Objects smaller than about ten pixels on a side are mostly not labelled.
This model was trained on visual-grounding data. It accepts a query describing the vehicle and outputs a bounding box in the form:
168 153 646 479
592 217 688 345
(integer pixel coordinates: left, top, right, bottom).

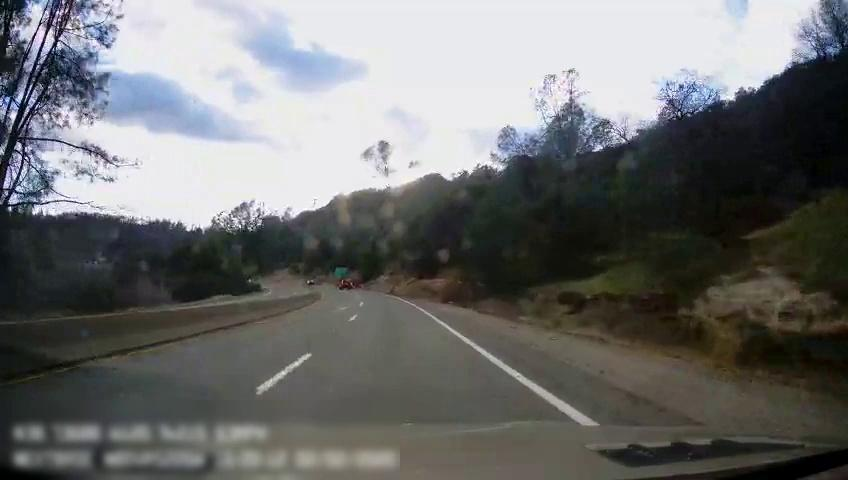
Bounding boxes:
338 279 354 291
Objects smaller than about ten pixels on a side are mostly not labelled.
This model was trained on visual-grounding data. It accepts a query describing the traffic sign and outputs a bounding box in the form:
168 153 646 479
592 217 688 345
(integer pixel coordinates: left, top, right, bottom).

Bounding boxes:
335 267 347 278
